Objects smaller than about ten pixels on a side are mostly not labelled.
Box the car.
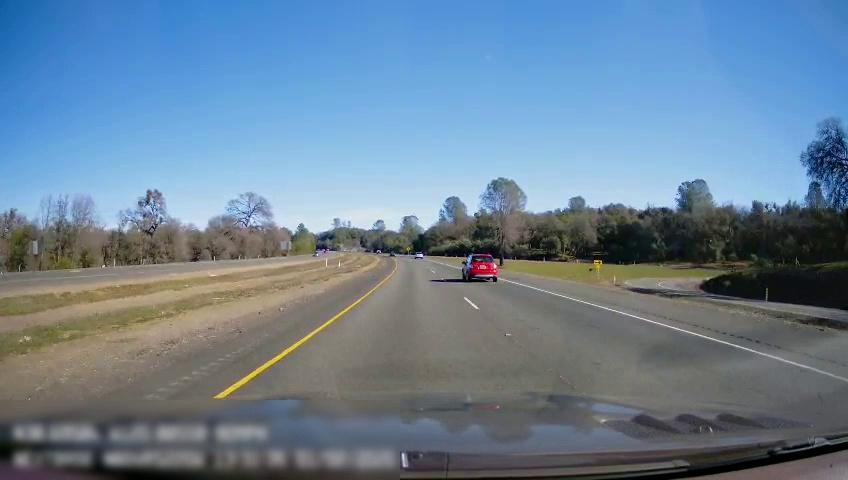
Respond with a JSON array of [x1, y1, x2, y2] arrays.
[[461, 254, 498, 281]]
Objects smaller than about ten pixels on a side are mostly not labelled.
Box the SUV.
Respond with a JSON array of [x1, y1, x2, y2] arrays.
[[414, 252, 424, 260]]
